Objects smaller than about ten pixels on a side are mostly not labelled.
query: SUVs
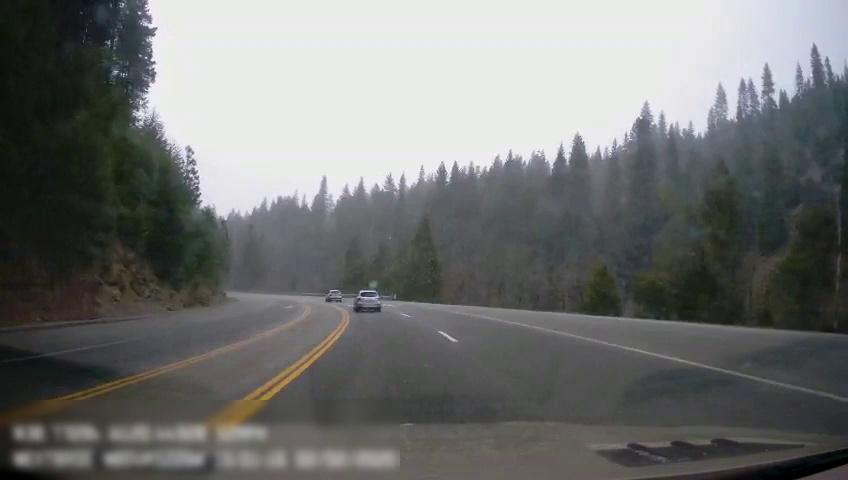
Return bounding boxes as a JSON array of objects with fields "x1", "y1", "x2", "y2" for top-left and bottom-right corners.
[
  {"x1": 353, "y1": 290, "x2": 381, "y2": 312},
  {"x1": 325, "y1": 290, "x2": 342, "y2": 302}
]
